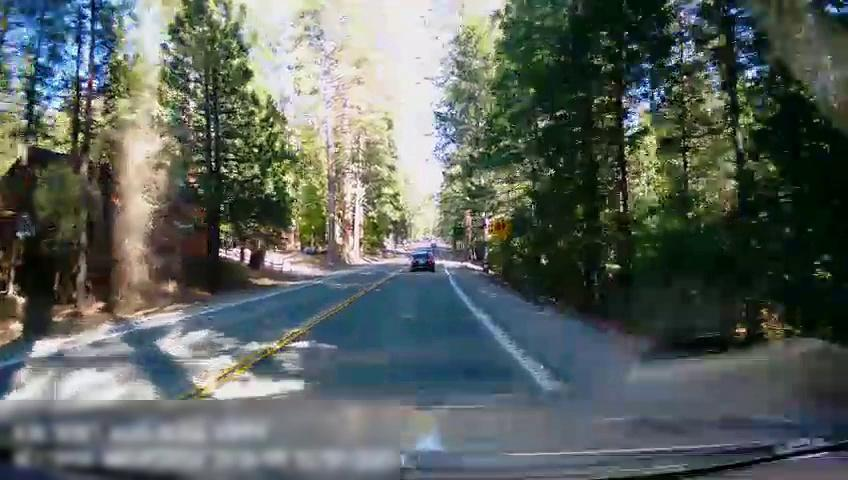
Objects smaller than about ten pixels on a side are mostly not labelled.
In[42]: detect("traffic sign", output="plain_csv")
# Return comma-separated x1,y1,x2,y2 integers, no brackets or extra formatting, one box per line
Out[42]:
493,218,512,240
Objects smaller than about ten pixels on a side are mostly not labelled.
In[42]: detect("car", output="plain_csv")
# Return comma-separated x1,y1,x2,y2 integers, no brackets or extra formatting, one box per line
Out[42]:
410,252,435,272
